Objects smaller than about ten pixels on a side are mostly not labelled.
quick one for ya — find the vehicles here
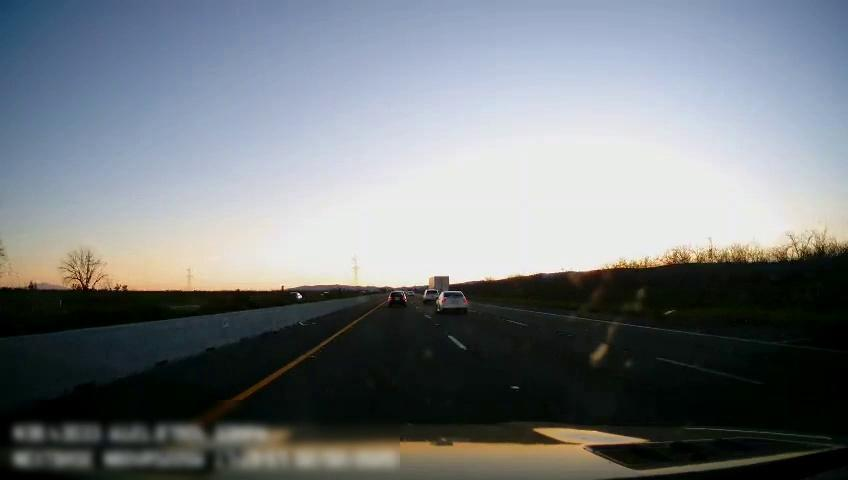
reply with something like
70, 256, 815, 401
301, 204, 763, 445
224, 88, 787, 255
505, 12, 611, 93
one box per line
436, 290, 468, 314
422, 288, 440, 304
428, 275, 450, 294
286, 291, 303, 301
387, 289, 408, 308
